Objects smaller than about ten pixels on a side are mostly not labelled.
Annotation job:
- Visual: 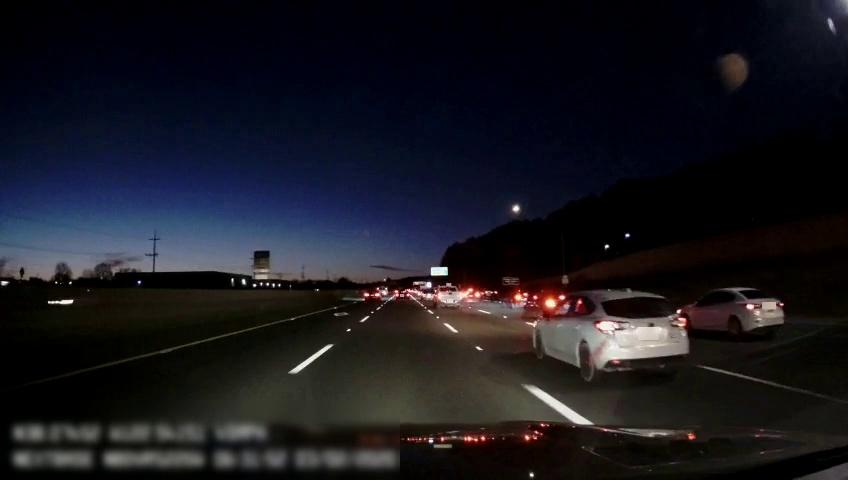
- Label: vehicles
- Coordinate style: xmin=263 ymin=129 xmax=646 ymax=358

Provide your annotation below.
xmin=364 ymin=287 xmax=382 ymax=303
xmin=681 ymin=286 xmax=785 ymax=337
xmin=529 ymin=288 xmax=694 ymax=385
xmin=464 ymin=288 xmax=483 ymax=303
xmin=432 ymin=286 xmax=462 ymax=309
xmin=506 ymin=285 xmax=529 ymax=310
xmin=48 ymin=292 xmax=77 ymax=307
xmin=396 ymin=290 xmax=409 ymax=301
xmin=420 ymin=287 xmax=435 ymax=301
xmin=480 ymin=287 xmax=498 ymax=301
xmin=376 ymin=286 xmax=389 ymax=297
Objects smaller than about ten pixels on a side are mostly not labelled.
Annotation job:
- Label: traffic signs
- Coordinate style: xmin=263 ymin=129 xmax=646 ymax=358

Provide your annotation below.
xmin=501 ymin=276 xmax=520 ymax=287
xmin=430 ymin=266 xmax=448 ymax=276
